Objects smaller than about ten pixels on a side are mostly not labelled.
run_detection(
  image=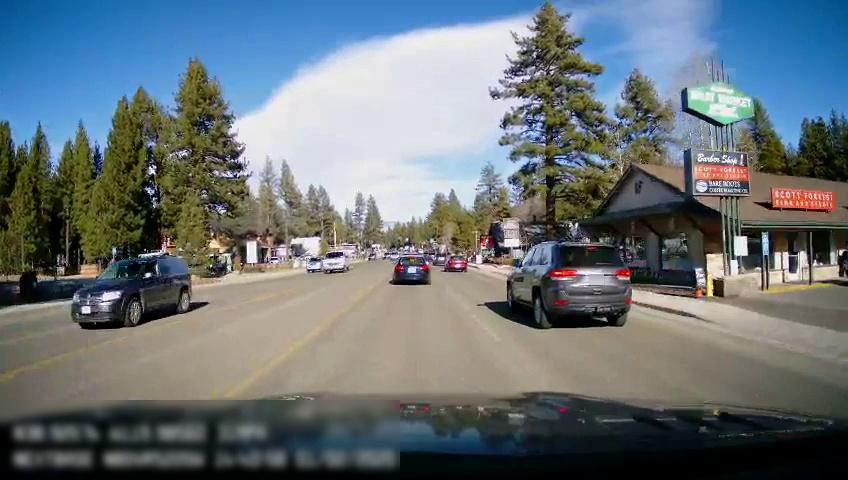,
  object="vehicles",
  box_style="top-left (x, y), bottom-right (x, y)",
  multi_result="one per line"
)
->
top-left (433, 255), bottom-right (446, 266)
top-left (446, 255), bottom-right (466, 272)
top-left (504, 239), bottom-right (634, 331)
top-left (307, 256), bottom-right (323, 273)
top-left (393, 254), bottom-right (430, 285)
top-left (837, 251), bottom-right (848, 281)
top-left (322, 251), bottom-right (348, 274)
top-left (71, 255), bottom-right (192, 330)
top-left (208, 261), bottom-right (232, 273)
